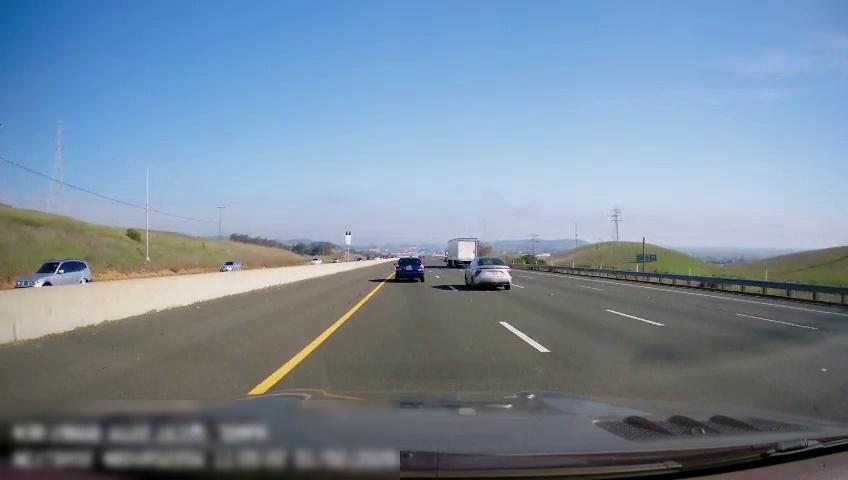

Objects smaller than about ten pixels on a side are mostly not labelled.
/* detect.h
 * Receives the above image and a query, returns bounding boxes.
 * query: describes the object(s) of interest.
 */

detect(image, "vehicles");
[219,260,244,272]
[394,258,424,282]
[446,237,479,269]
[309,257,323,265]
[13,258,93,290]
[464,256,512,291]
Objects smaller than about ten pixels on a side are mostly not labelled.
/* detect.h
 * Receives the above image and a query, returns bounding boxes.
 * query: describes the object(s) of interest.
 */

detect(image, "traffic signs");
[343,229,352,245]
